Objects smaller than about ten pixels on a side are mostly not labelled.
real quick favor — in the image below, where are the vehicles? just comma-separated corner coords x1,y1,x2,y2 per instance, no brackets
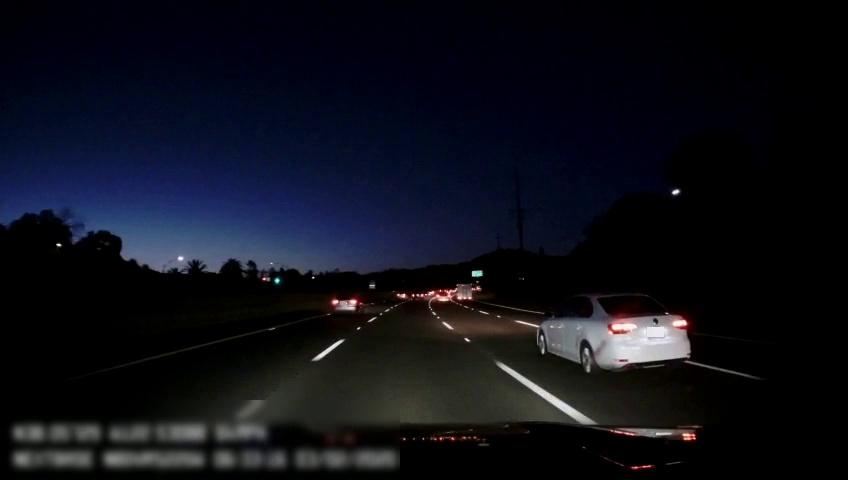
457,283,472,303
436,291,450,303
331,292,364,318
536,292,689,378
